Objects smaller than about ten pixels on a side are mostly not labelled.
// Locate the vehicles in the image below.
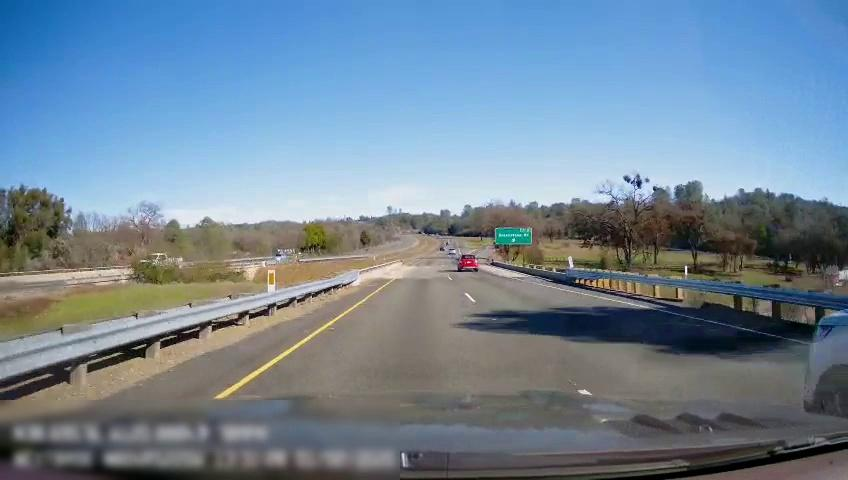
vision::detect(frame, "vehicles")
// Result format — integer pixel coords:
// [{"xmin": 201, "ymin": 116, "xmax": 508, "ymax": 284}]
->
[
  {"xmin": 447, "ymin": 248, "xmax": 457, "ymax": 256},
  {"xmin": 136, "ymin": 253, "xmax": 183, "ymax": 268},
  {"xmin": 456, "ymin": 255, "xmax": 479, "ymax": 272},
  {"xmin": 799, "ymin": 309, "xmax": 848, "ymax": 416},
  {"xmin": 271, "ymin": 254, "xmax": 289, "ymax": 262}
]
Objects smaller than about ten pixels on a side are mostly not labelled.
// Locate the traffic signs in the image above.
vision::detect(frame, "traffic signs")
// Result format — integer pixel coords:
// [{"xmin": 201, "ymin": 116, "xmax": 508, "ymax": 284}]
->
[{"xmin": 495, "ymin": 227, "xmax": 533, "ymax": 245}]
